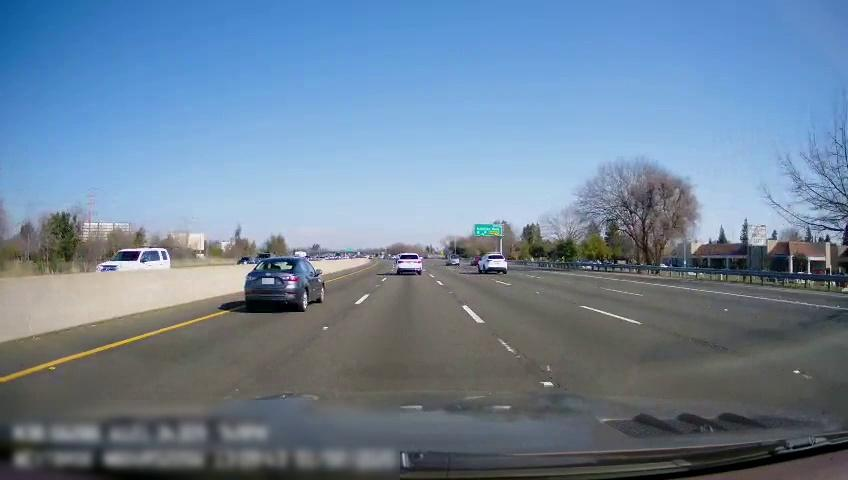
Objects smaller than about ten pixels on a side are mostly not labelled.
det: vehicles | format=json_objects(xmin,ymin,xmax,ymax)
[
  {"xmin": 294, "ymin": 251, "xmax": 307, "ymax": 257},
  {"xmin": 444, "ymin": 253, "xmax": 461, "ymax": 267},
  {"xmin": 396, "ymin": 252, "xmax": 422, "ymax": 275},
  {"xmin": 244, "ymin": 256, "xmax": 327, "ymax": 314},
  {"xmin": 237, "ymin": 256, "xmax": 257, "ymax": 265},
  {"xmin": 477, "ymin": 253, "xmax": 508, "ymax": 275},
  {"xmin": 253, "ymin": 253, "xmax": 271, "ymax": 264},
  {"xmin": 469, "ymin": 256, "xmax": 480, "ymax": 266},
  {"xmin": 94, "ymin": 248, "xmax": 172, "ymax": 273}
]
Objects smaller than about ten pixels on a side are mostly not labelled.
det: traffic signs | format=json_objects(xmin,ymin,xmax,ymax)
[{"xmin": 473, "ymin": 223, "xmax": 505, "ymax": 239}]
